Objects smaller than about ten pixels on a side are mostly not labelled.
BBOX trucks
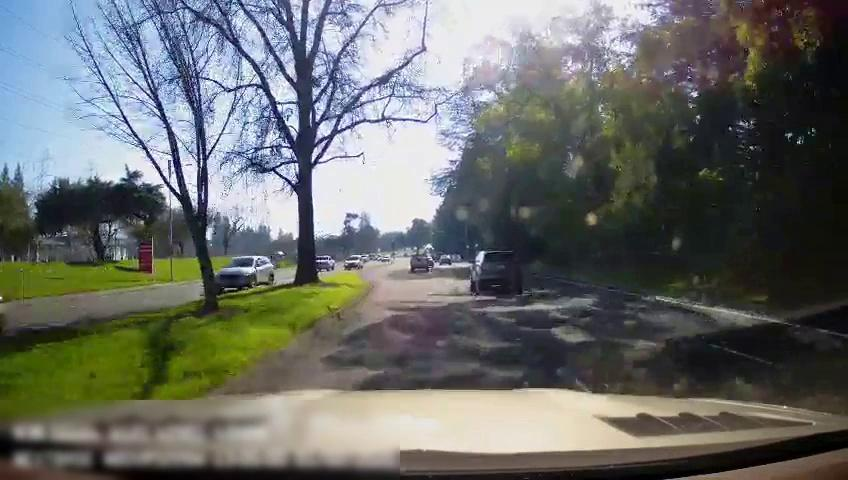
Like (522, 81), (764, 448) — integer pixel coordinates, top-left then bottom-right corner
(314, 255), (336, 273)
(409, 253), (430, 273)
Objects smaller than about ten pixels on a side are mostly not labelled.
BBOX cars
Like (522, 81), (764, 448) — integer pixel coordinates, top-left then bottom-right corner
(439, 254), (453, 266)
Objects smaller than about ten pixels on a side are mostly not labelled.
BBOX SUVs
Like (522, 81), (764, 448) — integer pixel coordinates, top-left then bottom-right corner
(343, 254), (364, 271)
(469, 249), (522, 292)
(216, 255), (277, 290)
